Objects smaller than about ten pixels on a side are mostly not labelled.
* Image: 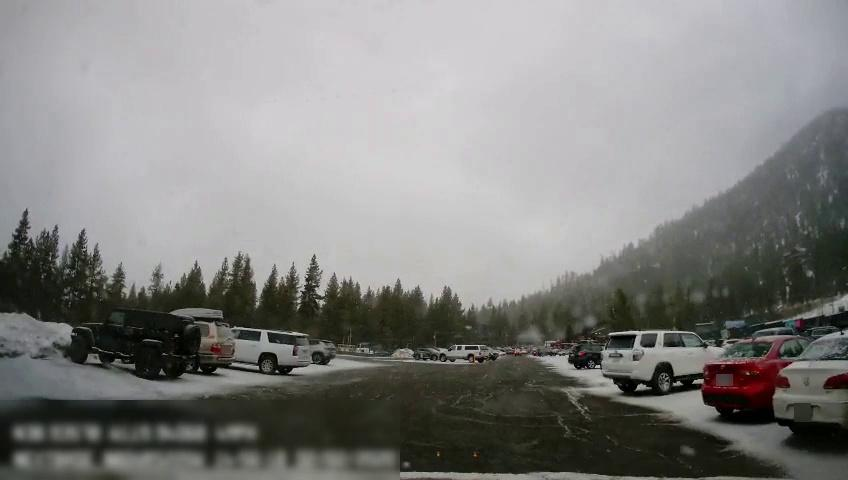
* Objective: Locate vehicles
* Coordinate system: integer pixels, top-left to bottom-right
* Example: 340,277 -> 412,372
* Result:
412,347 -> 438,361
232,327 -> 313,376
183,321 -> 236,374
772,332 -> 848,445
702,334 -> 819,417
439,344 -> 490,364
70,308 -> 202,380
753,327 -> 797,335
601,331 -> 727,397
567,343 -> 602,370
311,338 -> 338,365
